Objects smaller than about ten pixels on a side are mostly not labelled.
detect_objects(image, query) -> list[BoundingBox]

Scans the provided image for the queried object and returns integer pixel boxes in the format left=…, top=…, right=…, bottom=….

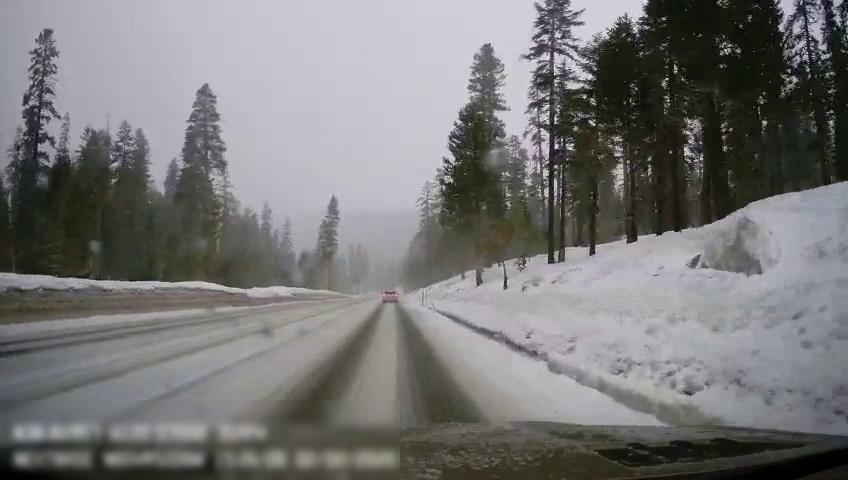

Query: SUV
left=380, top=289, right=399, bottom=304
